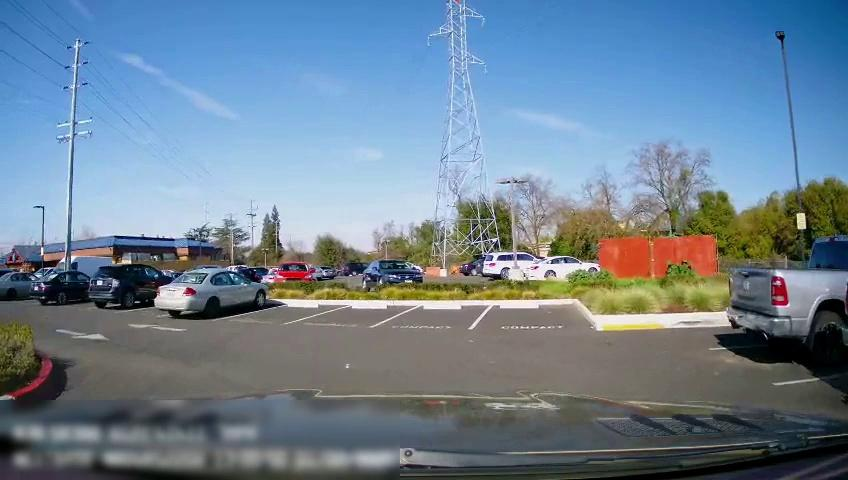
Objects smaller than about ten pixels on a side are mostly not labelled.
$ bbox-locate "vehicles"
[201,265,221,270]
[32,271,91,306]
[0,272,43,301]
[309,265,322,281]
[528,256,601,281]
[155,269,269,318]
[460,259,481,277]
[56,256,113,278]
[319,266,335,280]
[727,235,848,370]
[262,271,276,284]
[482,251,543,280]
[476,255,487,274]
[90,264,177,309]
[238,267,272,284]
[362,259,423,292]
[225,265,249,273]
[33,267,57,280]
[344,262,369,276]
[273,261,316,284]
